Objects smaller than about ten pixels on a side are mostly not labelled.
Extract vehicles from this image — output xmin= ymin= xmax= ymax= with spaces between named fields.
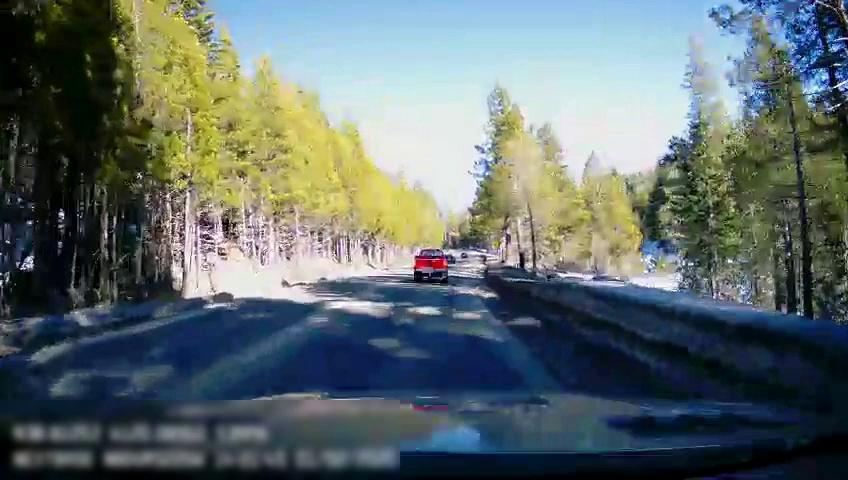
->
xmin=443 ymin=253 xmax=457 ymax=265
xmin=414 ymin=247 xmax=449 ymax=283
